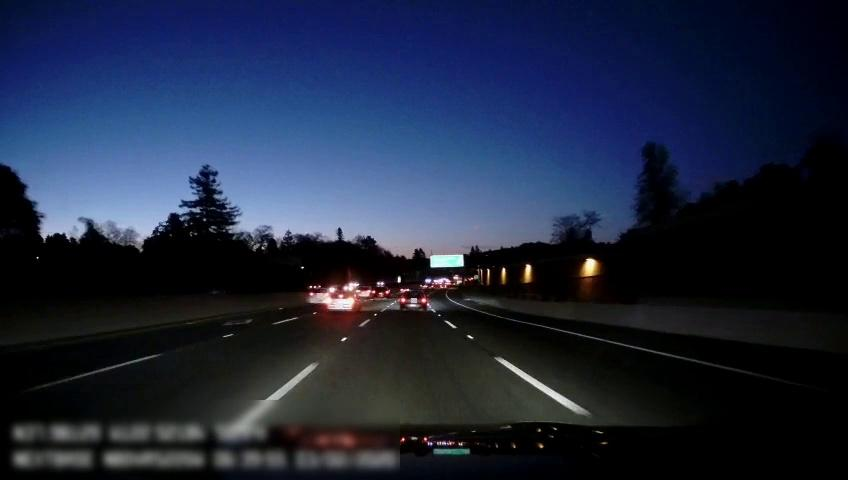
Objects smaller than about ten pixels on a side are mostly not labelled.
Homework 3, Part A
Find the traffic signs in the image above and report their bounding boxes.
[430,254,464,268]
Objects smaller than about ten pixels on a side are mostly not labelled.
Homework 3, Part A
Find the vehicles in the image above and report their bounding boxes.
[343,284,354,291]
[400,290,428,315]
[326,290,362,315]
[308,287,335,309]
[356,286,374,299]
[309,283,321,289]
[372,286,391,301]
